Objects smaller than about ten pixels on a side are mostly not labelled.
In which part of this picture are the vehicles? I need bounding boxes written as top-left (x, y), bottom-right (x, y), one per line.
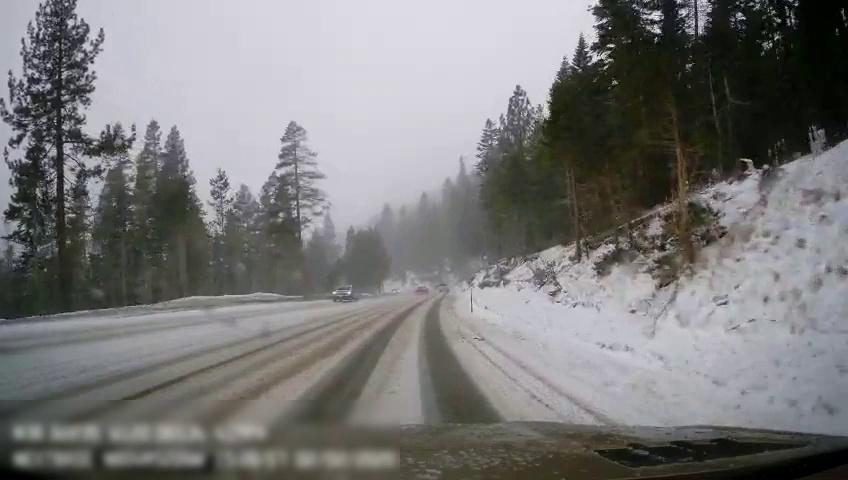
top-left (415, 285), bottom-right (429, 295)
top-left (438, 283), bottom-right (450, 293)
top-left (332, 285), bottom-right (360, 303)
